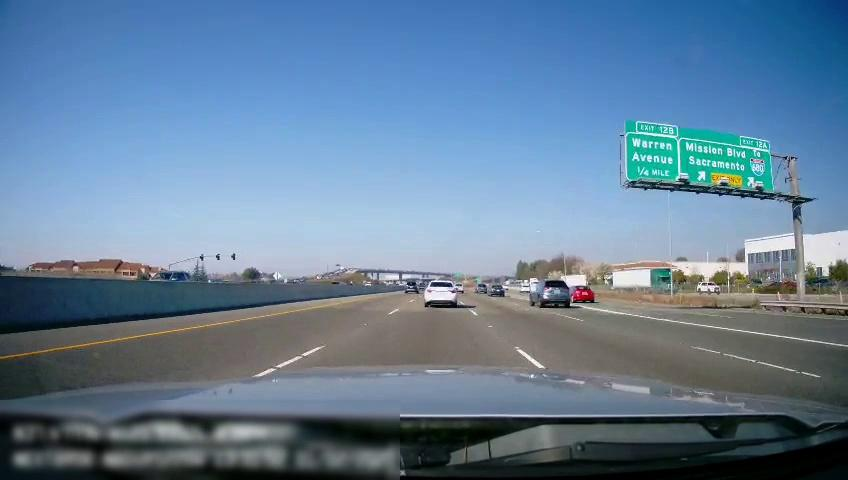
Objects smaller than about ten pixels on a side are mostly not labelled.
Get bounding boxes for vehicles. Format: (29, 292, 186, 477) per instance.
(612, 267, 676, 296)
(529, 279, 571, 309)
(147, 271, 195, 282)
(489, 285, 505, 297)
(529, 277, 541, 288)
(566, 285, 595, 304)
(475, 284, 488, 294)
(404, 281, 420, 295)
(424, 280, 459, 308)
(452, 283, 465, 294)
(560, 274, 588, 290)
(696, 281, 721, 296)
(519, 285, 531, 294)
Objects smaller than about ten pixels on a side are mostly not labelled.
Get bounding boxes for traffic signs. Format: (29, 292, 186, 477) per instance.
(624, 119, 775, 194)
